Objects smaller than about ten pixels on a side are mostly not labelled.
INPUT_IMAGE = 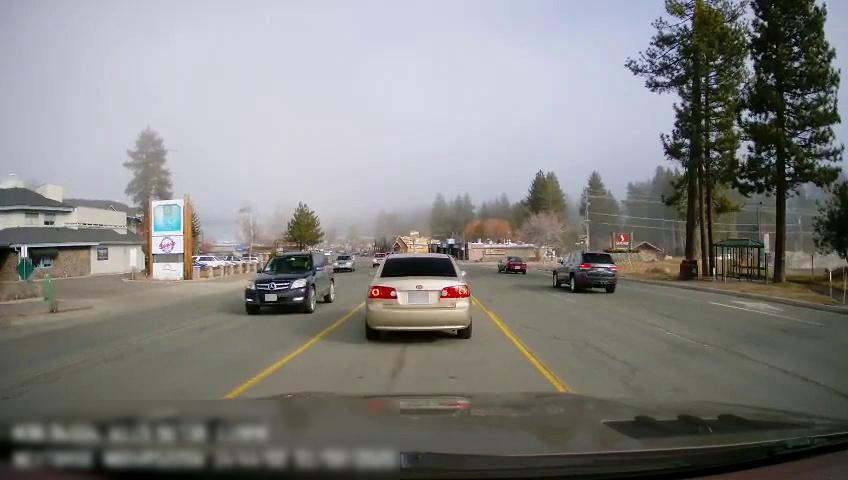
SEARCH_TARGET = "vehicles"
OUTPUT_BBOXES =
[243,253,336,316]
[193,255,225,271]
[334,254,355,272]
[497,256,527,274]
[191,258,207,271]
[364,253,473,340]
[372,253,387,268]
[551,252,618,294]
